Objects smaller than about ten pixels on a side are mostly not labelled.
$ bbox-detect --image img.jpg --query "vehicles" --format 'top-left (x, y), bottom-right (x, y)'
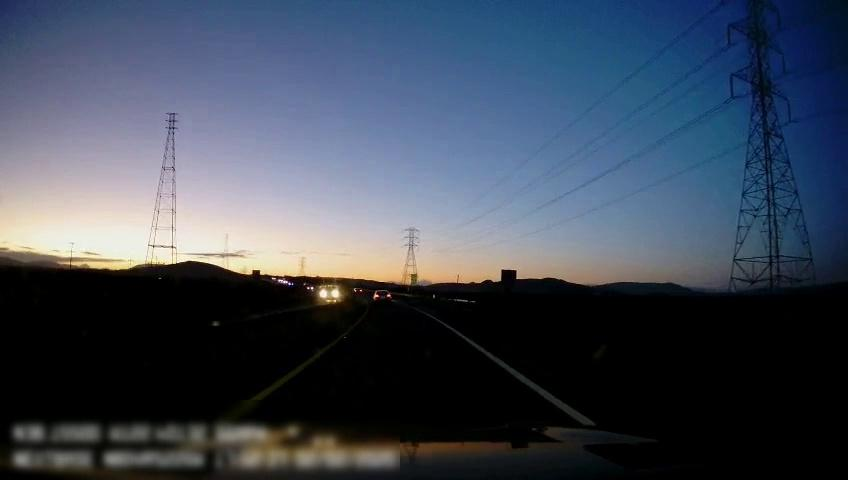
top-left (373, 289), bottom-right (391, 303)
top-left (319, 286), bottom-right (338, 302)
